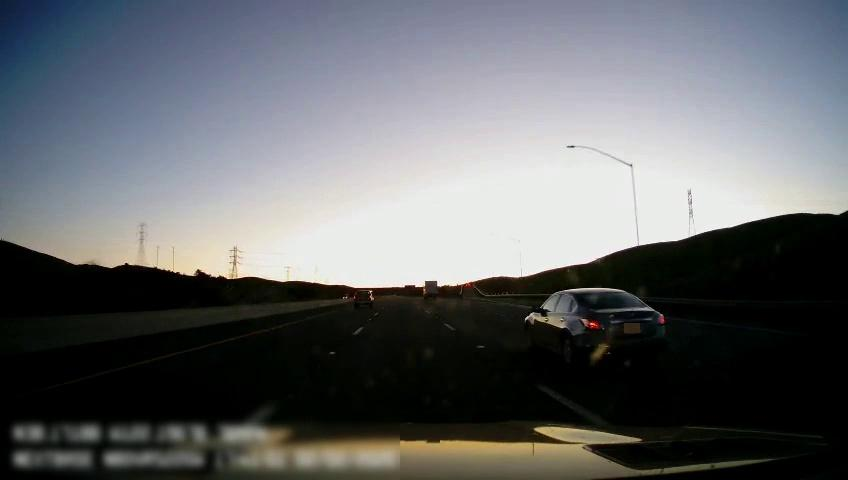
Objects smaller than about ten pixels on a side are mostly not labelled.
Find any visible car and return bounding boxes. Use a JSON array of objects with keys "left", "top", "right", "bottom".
[{"left": 523, "top": 288, "right": 669, "bottom": 369}]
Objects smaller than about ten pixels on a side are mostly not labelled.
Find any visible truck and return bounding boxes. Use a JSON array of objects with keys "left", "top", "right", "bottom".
[{"left": 423, "top": 281, "right": 438, "bottom": 300}]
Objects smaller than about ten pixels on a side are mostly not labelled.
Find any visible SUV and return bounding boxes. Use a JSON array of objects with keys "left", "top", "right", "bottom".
[{"left": 353, "top": 289, "right": 375, "bottom": 308}]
